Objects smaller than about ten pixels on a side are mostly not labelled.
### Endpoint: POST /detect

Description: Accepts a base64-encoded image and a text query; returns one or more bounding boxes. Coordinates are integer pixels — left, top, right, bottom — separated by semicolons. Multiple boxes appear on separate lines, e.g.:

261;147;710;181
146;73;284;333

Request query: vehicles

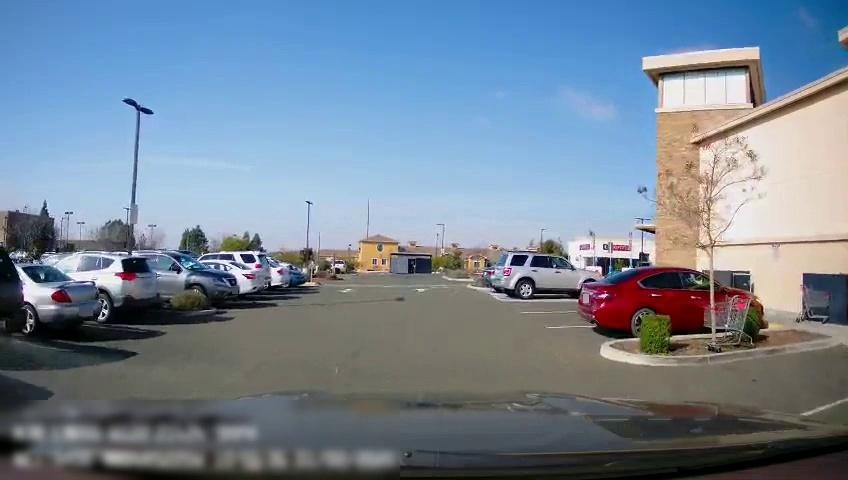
493;251;600;299
55;254;162;324
578;265;749;339
15;263;103;336
198;250;271;283
201;259;264;296
265;257;290;290
483;266;496;286
330;259;347;274
0;244;29;338
148;251;240;302
289;270;306;285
